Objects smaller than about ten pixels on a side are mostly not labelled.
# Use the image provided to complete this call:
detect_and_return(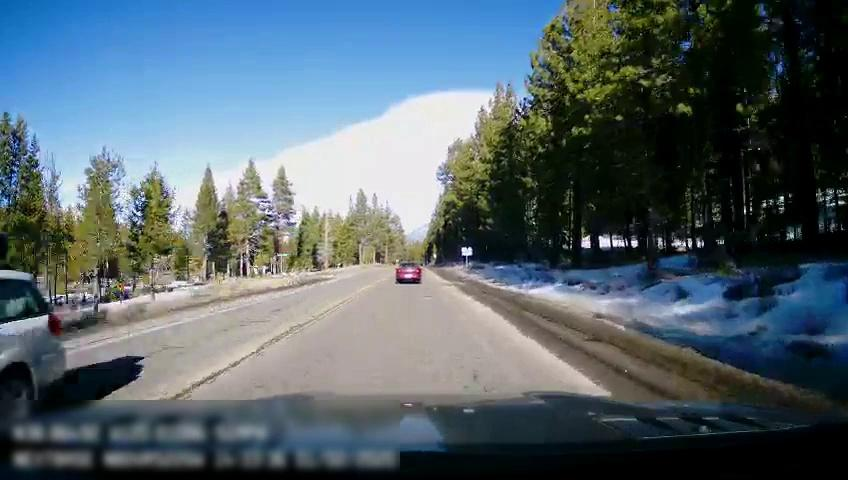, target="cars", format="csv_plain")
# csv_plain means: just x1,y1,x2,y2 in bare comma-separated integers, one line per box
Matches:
394,259,422,284
0,268,68,422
